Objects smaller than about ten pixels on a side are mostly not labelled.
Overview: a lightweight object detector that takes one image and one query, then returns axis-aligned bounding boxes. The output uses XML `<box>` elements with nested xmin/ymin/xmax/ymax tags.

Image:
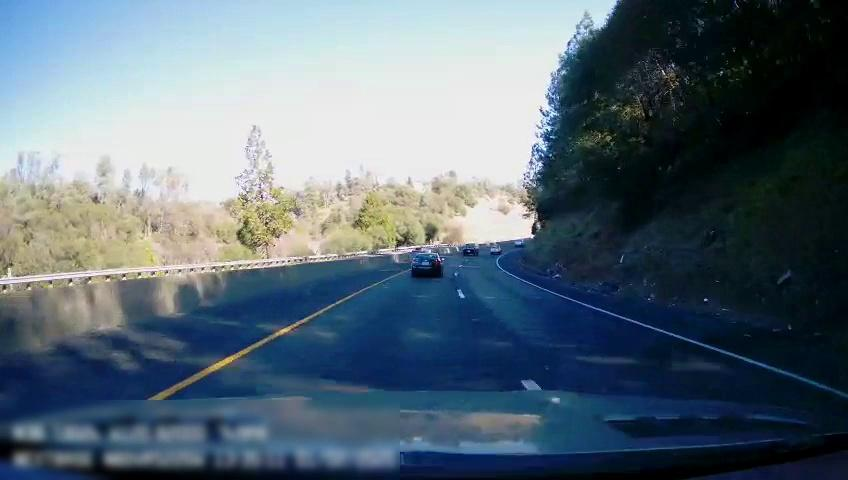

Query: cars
<box><xmin>410</xmin><ymin>252</ymin><xmax>443</xmax><ymax>278</ymax></box>
<box><xmin>490</xmin><ymin>247</ymin><xmax>501</xmax><ymax>256</ymax></box>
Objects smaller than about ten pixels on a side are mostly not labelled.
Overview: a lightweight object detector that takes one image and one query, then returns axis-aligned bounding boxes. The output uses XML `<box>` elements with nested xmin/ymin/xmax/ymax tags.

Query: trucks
<box><xmin>463</xmin><ymin>244</ymin><xmax>480</xmax><ymax>257</ymax></box>
<box><xmin>514</xmin><ymin>239</ymin><xmax>526</xmax><ymax>249</ymax></box>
